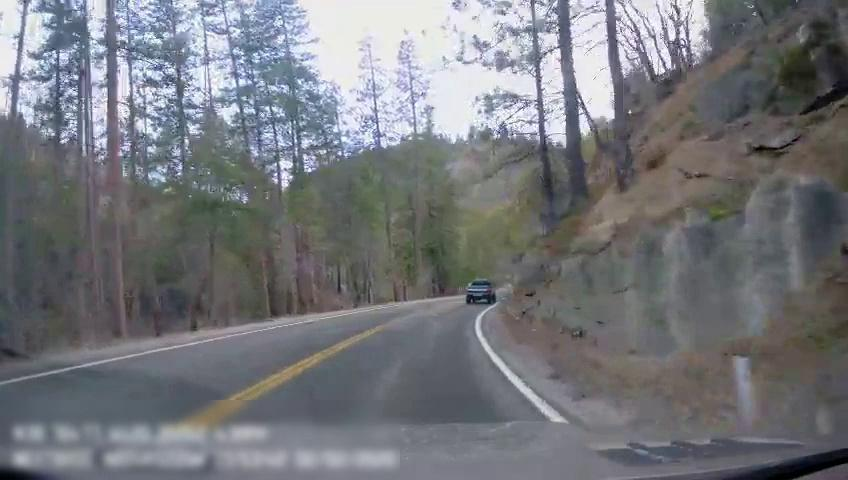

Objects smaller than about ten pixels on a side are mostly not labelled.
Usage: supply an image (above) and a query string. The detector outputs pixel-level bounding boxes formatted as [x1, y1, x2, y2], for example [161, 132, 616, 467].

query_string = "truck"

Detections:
[465, 279, 498, 305]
